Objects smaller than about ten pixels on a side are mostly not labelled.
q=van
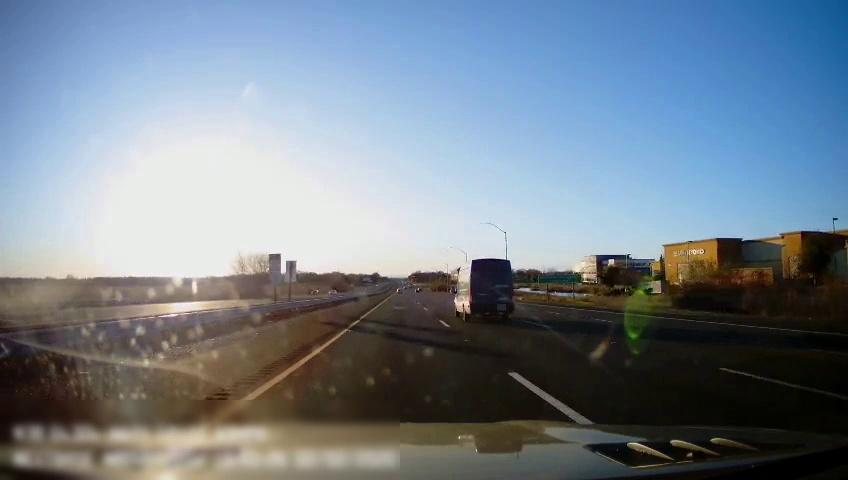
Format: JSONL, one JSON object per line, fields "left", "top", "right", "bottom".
{"left": 450, "top": 259, "right": 516, "bottom": 322}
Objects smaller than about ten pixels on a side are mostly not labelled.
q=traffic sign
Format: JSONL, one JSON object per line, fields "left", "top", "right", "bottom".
{"left": 538, "top": 273, "right": 581, "bottom": 284}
